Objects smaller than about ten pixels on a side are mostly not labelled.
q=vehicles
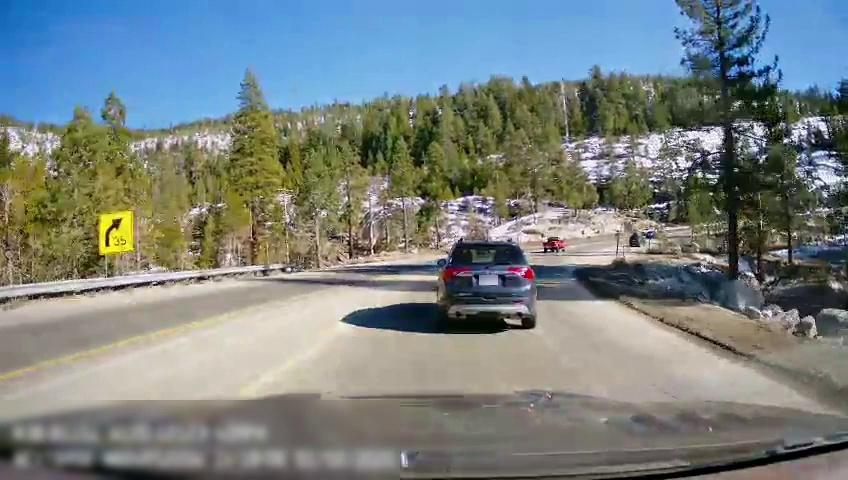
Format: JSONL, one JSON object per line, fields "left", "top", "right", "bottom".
{"left": 629, "top": 236, "right": 641, "bottom": 247}
{"left": 436, "top": 239, "right": 538, "bottom": 328}
{"left": 646, "top": 230, "right": 658, "bottom": 239}
{"left": 542, "top": 236, "right": 568, "bottom": 254}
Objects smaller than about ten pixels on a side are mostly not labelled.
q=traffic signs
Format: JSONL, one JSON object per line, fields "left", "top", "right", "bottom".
{"left": 98, "top": 209, "right": 135, "bottom": 256}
